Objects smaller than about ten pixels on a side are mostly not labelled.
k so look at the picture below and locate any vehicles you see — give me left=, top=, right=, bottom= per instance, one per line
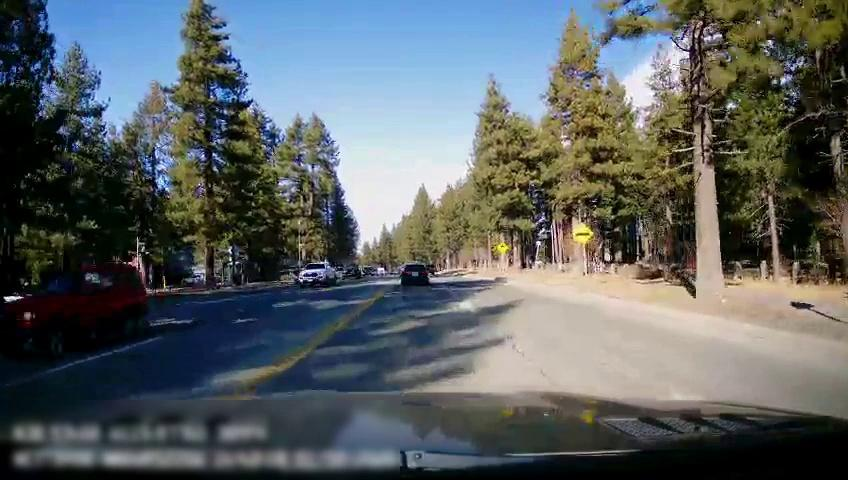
left=298, top=262, right=337, bottom=288
left=343, top=266, right=362, bottom=282
left=0, top=264, right=149, bottom=364
left=400, top=263, right=429, bottom=286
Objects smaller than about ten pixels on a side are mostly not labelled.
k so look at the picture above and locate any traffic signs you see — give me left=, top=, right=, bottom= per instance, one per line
left=490, top=239, right=512, bottom=257
left=571, top=223, right=594, bottom=243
